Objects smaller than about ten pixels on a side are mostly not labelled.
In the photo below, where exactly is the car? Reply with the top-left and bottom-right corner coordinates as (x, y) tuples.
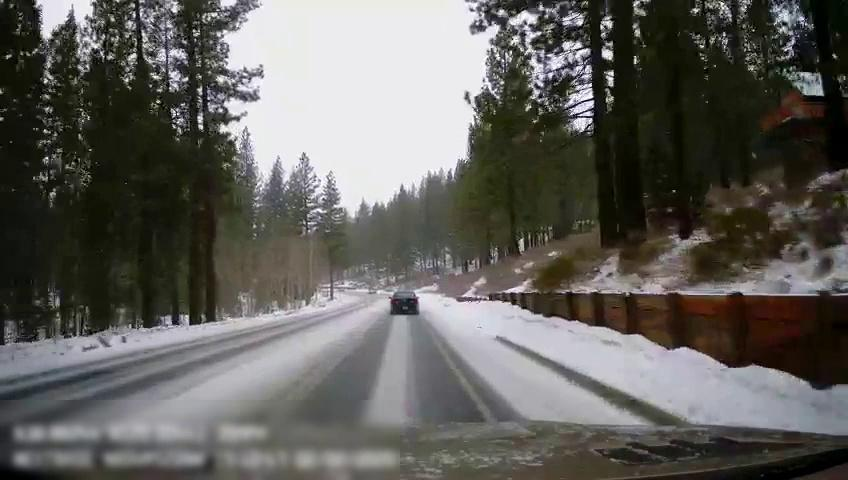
(388, 290), (421, 316)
